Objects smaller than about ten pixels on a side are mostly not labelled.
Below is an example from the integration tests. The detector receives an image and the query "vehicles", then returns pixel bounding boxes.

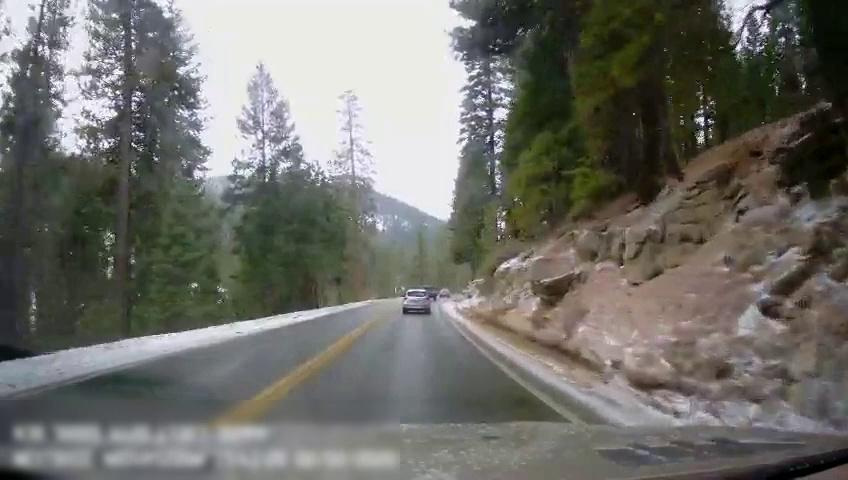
[424,287,437,300]
[440,288,451,298]
[401,289,430,314]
